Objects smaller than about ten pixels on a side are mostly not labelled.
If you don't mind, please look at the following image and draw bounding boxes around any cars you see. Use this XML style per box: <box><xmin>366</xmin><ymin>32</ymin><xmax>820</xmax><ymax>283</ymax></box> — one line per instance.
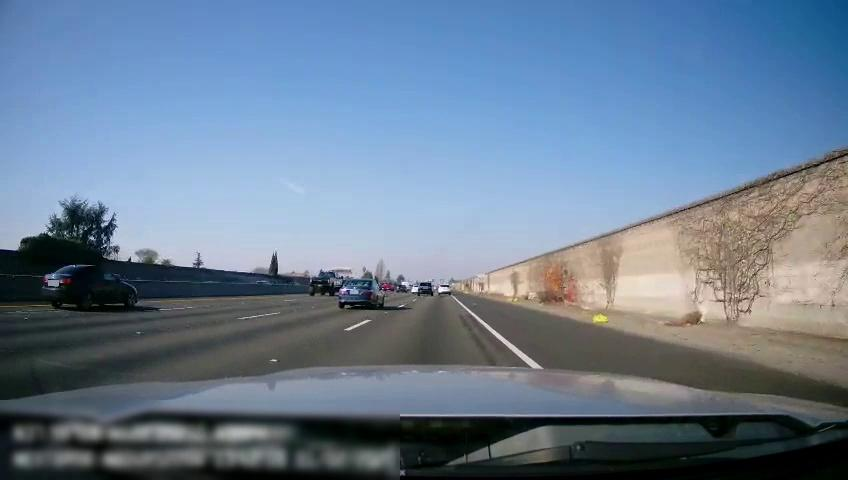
<box><xmin>337</xmin><ymin>278</ymin><xmax>385</xmax><ymax>311</ymax></box>
<box><xmin>38</xmin><ymin>264</ymin><xmax>140</xmax><ymax>312</ymax></box>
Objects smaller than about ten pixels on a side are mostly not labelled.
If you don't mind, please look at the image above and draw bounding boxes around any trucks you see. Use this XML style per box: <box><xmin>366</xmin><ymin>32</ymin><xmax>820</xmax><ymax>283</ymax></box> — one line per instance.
<box><xmin>309</xmin><ymin>272</ymin><xmax>347</xmax><ymax>297</ymax></box>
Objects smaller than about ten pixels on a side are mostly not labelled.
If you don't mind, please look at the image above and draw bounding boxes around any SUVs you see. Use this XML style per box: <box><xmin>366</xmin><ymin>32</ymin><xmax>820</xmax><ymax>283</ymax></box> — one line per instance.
<box><xmin>437</xmin><ymin>284</ymin><xmax>451</xmax><ymax>296</ymax></box>
<box><xmin>417</xmin><ymin>282</ymin><xmax>433</xmax><ymax>297</ymax></box>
